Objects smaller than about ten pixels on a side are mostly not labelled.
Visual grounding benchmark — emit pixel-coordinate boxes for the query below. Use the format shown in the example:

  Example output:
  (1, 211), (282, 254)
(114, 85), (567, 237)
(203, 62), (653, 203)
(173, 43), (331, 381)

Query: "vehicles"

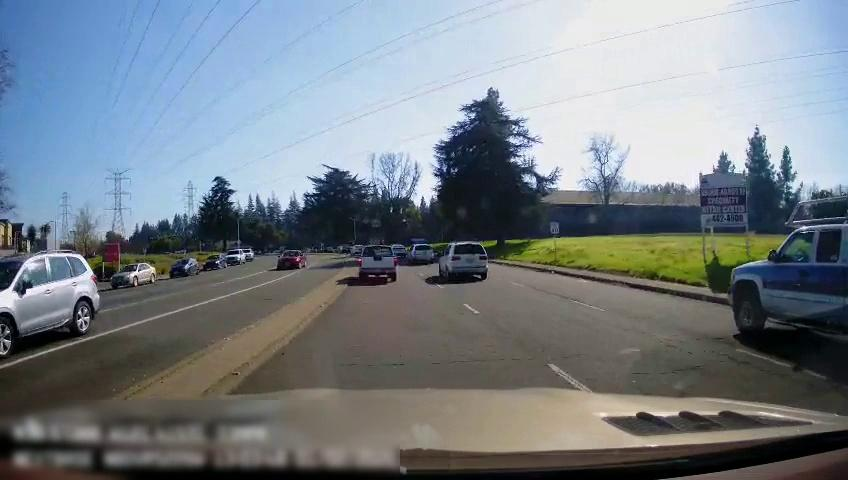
(407, 243), (434, 264)
(0, 248), (102, 358)
(224, 248), (246, 266)
(389, 243), (407, 258)
(111, 262), (157, 289)
(350, 244), (364, 255)
(170, 257), (201, 278)
(203, 253), (228, 272)
(242, 248), (254, 262)
(278, 249), (307, 271)
(357, 245), (397, 281)
(725, 195), (848, 340)
(438, 241), (488, 282)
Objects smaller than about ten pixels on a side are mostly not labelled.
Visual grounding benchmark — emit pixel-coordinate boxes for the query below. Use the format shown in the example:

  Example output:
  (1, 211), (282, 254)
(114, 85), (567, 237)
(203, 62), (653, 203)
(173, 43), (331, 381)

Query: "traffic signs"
(548, 222), (561, 235)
